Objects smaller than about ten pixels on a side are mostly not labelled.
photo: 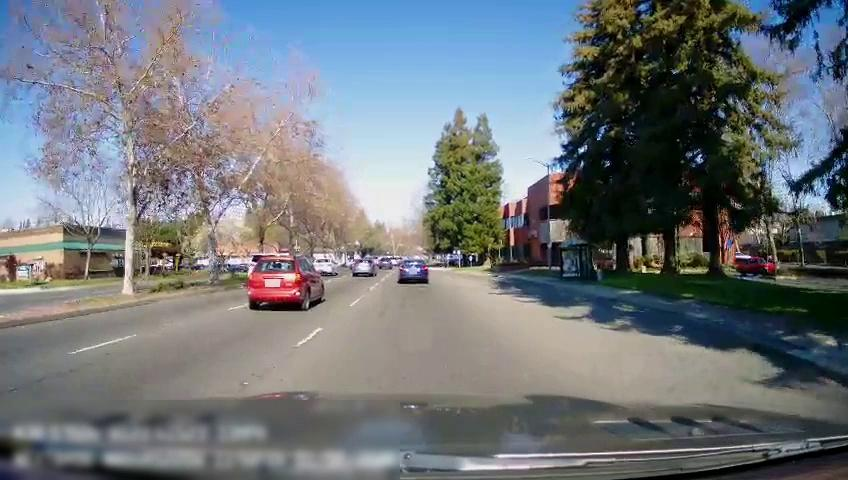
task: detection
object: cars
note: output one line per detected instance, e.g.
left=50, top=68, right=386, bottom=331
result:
left=399, top=257, right=430, bottom=284
left=352, top=260, right=377, bottom=277
left=247, top=255, right=326, bottom=312
left=313, top=257, right=339, bottom=277
left=378, top=257, right=394, bottom=270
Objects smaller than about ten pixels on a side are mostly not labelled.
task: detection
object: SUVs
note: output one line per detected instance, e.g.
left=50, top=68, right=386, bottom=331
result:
left=247, top=253, right=289, bottom=276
